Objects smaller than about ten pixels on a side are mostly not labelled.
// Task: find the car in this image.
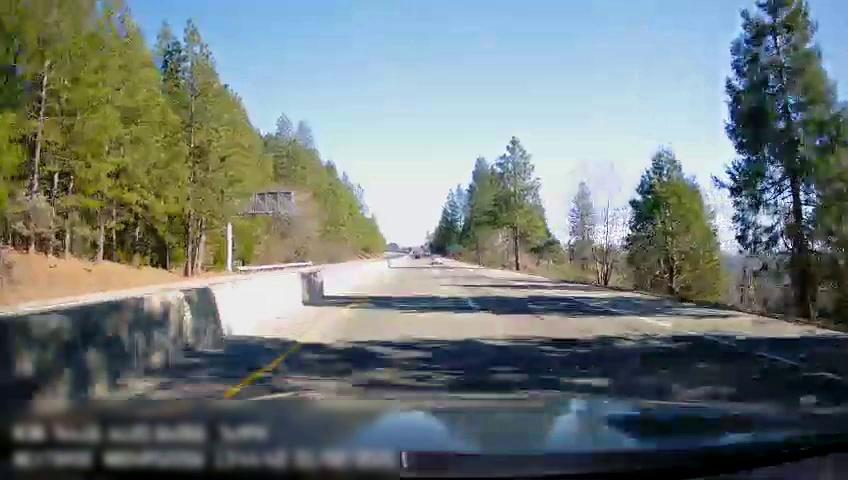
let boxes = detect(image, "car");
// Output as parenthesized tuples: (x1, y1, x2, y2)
(430, 254, 443, 265)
